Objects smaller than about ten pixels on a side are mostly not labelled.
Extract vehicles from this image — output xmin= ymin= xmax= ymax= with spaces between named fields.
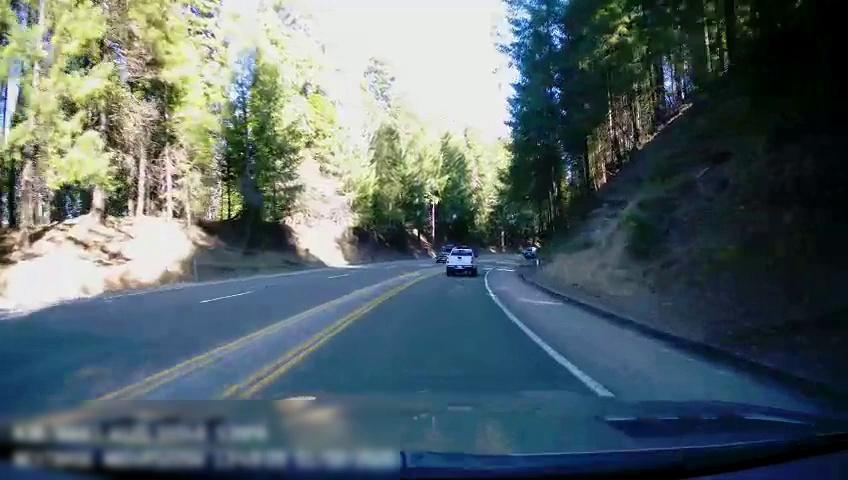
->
xmin=435 ymin=242 xmax=459 ymax=265
xmin=445 ymin=246 xmax=478 ymax=277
